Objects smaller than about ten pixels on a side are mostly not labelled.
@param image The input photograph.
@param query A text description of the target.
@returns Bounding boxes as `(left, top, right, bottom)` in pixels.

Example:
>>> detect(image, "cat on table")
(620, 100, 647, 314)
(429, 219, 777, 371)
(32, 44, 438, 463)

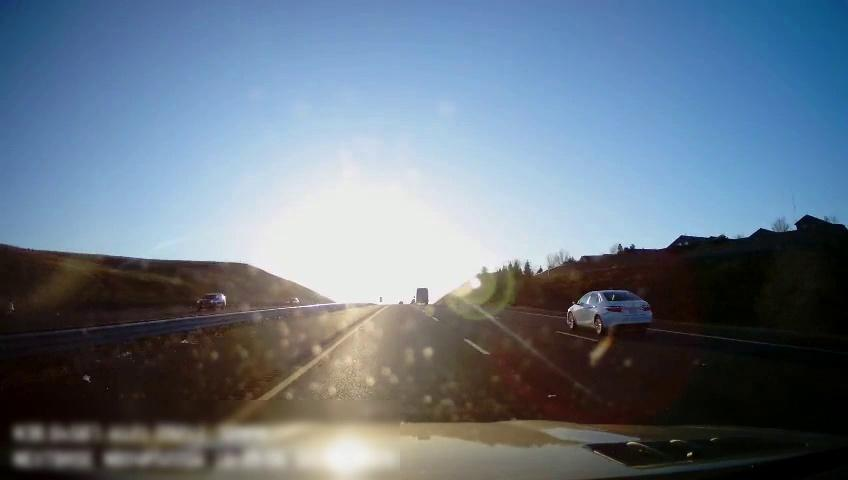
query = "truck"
(415, 287, 428, 306)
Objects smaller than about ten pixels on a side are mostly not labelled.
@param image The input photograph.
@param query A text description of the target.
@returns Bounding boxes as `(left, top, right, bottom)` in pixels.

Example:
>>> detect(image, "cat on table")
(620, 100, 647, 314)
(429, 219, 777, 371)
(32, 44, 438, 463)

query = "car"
(566, 290, 653, 338)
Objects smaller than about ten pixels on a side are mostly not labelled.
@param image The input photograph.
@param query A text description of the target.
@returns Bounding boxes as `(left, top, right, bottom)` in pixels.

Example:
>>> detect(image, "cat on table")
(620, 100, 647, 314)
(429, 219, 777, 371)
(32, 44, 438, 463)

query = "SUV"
(196, 293, 226, 312)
